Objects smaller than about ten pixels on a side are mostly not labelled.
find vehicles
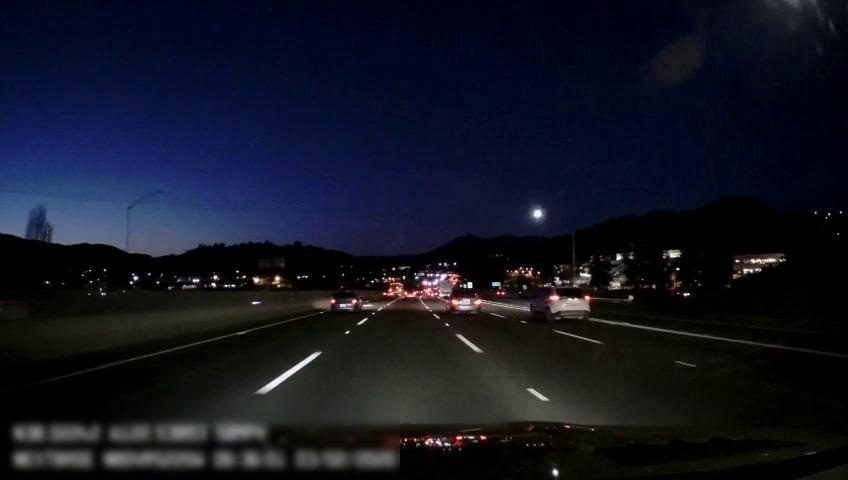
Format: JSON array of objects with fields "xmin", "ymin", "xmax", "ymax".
[
  {"xmin": 330, "ymin": 291, "xmax": 364, "ymax": 318},
  {"xmin": 404, "ymin": 287, "xmax": 418, "ymax": 299},
  {"xmin": 383, "ymin": 290, "xmax": 398, "ymax": 301},
  {"xmin": 529, "ymin": 285, "xmax": 591, "ymax": 324},
  {"xmin": 447, "ymin": 290, "xmax": 482, "ymax": 315},
  {"xmin": 388, "ymin": 282, "xmax": 402, "ymax": 298}
]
